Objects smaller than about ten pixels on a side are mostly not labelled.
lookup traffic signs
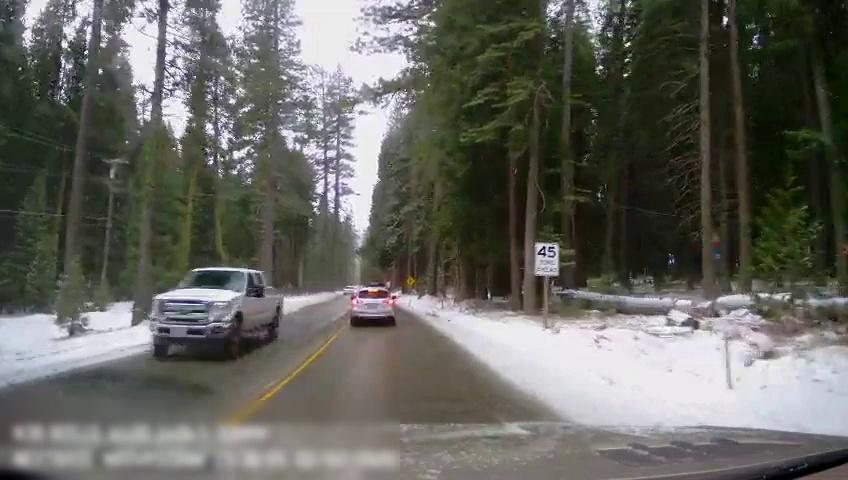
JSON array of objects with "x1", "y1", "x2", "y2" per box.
[
  {"x1": 533, "y1": 241, "x2": 560, "y2": 277},
  {"x1": 406, "y1": 275, "x2": 416, "y2": 286}
]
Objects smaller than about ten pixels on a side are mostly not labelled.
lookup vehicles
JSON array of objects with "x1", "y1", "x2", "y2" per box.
[
  {"x1": 365, "y1": 281, "x2": 385, "y2": 290},
  {"x1": 149, "y1": 267, "x2": 284, "y2": 361},
  {"x1": 343, "y1": 285, "x2": 357, "y2": 296},
  {"x1": 350, "y1": 286, "x2": 397, "y2": 327}
]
